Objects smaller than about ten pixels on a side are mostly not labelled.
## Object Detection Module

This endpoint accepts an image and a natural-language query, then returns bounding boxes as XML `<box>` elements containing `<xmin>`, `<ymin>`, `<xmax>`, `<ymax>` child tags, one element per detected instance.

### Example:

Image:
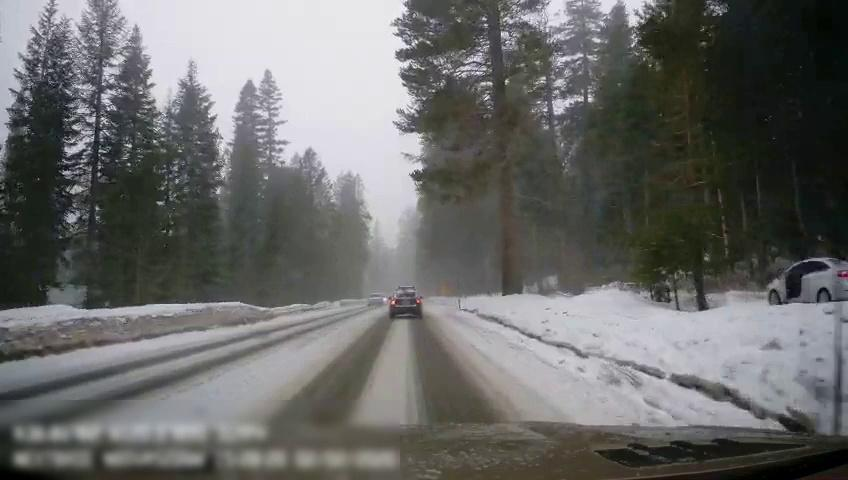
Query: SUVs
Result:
<box><xmin>367</xmin><ymin>292</ymin><xmax>384</xmax><ymax>306</ymax></box>
<box><xmin>388</xmin><ymin>285</ymin><xmax>423</xmax><ymax>319</ymax></box>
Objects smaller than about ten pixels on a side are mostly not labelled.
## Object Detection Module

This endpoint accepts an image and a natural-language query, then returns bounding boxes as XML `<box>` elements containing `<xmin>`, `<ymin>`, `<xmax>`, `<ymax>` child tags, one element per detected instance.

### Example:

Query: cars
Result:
<box><xmin>765</xmin><ymin>257</ymin><xmax>848</xmax><ymax>307</ymax></box>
